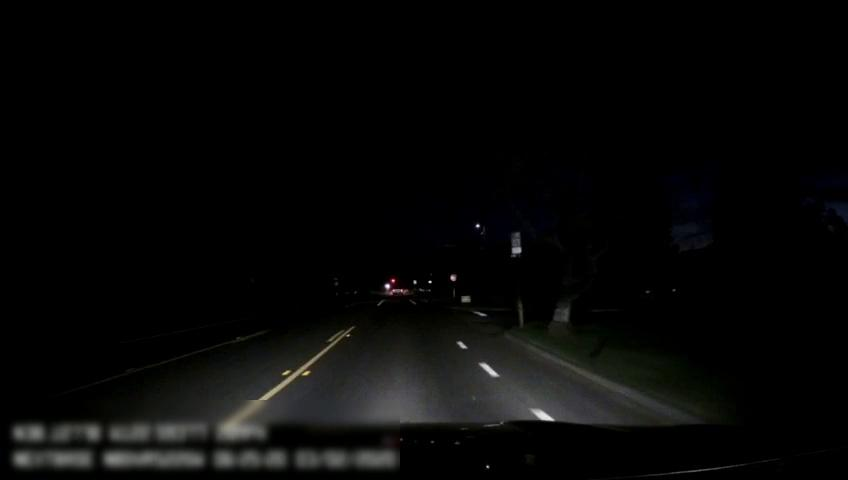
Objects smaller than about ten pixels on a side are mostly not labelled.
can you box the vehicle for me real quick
[391,286,404,295]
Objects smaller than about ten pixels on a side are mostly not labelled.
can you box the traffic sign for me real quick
[511,231,523,255]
